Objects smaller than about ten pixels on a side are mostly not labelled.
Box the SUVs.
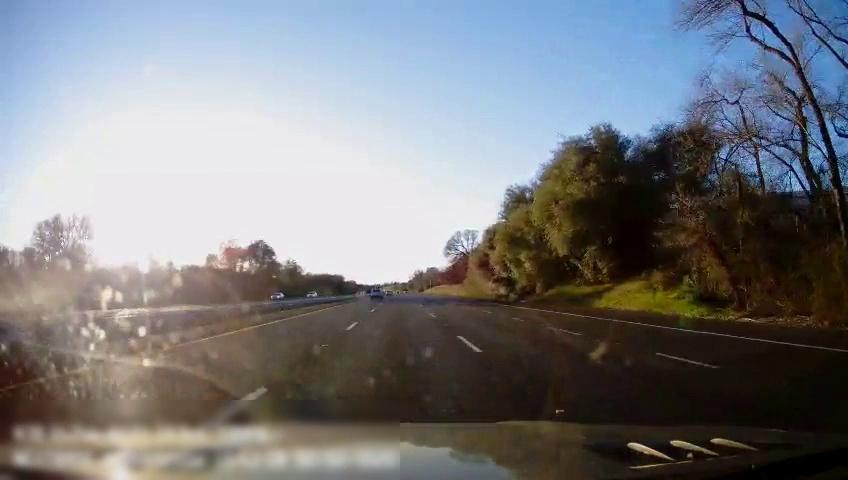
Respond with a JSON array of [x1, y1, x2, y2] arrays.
[[369, 286, 385, 299]]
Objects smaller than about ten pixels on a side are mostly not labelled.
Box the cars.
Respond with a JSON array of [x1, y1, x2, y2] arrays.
[[305, 291, 319, 299], [269, 292, 285, 303]]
